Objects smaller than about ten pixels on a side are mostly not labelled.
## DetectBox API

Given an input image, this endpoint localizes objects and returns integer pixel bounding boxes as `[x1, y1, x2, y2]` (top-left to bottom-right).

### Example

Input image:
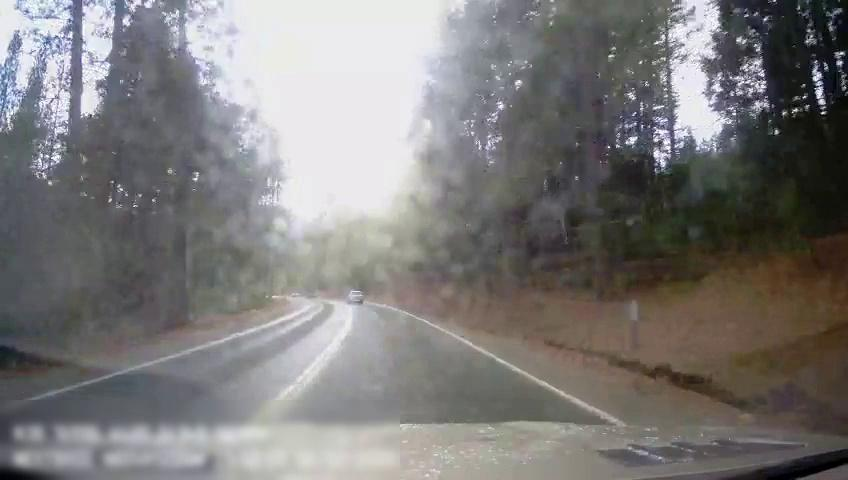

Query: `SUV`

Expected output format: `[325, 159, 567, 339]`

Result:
[346, 290, 365, 304]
